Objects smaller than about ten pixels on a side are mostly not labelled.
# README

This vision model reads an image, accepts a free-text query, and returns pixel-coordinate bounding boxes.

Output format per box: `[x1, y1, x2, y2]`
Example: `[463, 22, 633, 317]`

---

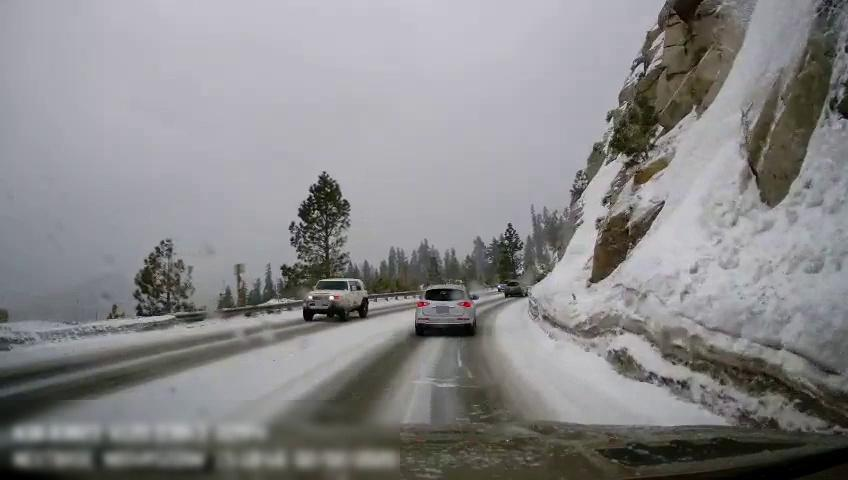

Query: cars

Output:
[504, 280, 528, 298]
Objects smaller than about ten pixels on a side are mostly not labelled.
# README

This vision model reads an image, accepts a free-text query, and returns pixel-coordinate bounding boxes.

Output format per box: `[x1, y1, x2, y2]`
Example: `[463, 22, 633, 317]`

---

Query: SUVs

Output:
[497, 280, 511, 292]
[415, 284, 479, 337]
[303, 278, 369, 322]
